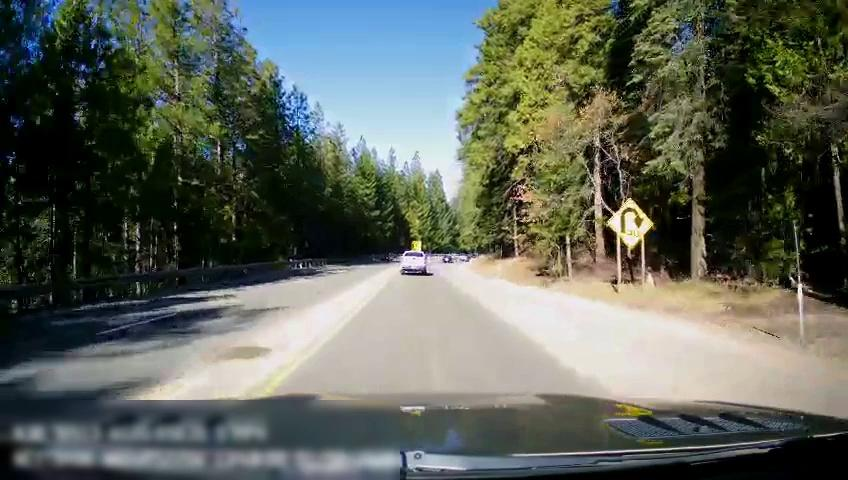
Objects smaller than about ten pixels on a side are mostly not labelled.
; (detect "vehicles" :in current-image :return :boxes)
[441,255,453,264]
[400,250,427,275]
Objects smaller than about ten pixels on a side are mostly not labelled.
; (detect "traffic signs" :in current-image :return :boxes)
[410,240,422,252]
[606,197,655,249]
